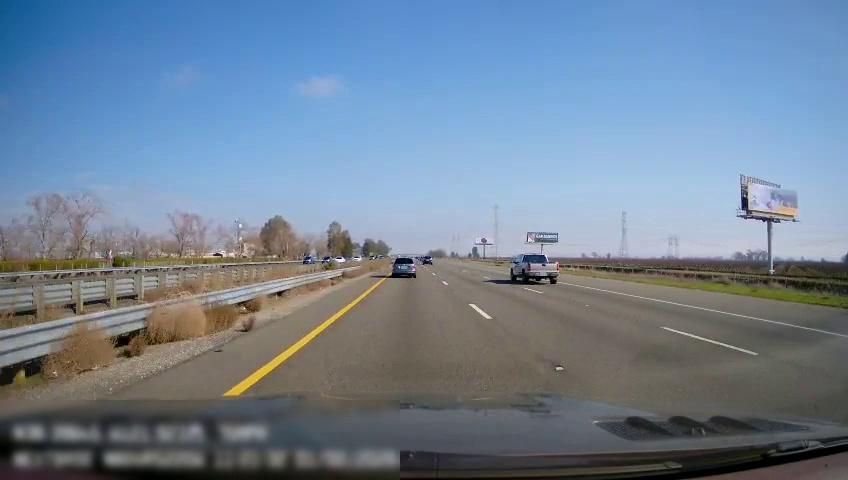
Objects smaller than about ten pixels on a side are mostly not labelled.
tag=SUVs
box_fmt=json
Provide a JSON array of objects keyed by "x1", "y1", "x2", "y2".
[
  {"x1": 302, "y1": 256, "x2": 316, "y2": 265},
  {"x1": 392, "y1": 258, "x2": 417, "y2": 278}
]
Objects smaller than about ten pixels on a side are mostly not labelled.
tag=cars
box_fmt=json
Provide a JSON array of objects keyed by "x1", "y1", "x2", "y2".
[
  {"x1": 320, "y1": 256, "x2": 333, "y2": 265},
  {"x1": 351, "y1": 254, "x2": 363, "y2": 262},
  {"x1": 421, "y1": 255, "x2": 433, "y2": 266},
  {"x1": 333, "y1": 255, "x2": 346, "y2": 263}
]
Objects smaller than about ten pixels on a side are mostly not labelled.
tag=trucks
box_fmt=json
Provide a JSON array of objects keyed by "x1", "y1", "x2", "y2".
[{"x1": 510, "y1": 253, "x2": 560, "y2": 285}]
